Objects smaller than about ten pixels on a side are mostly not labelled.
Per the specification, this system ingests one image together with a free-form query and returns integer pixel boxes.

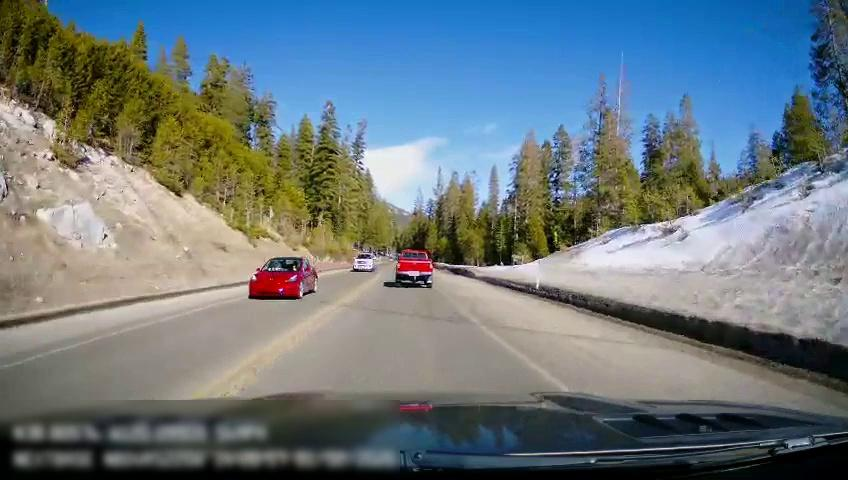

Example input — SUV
[352,253,376,272]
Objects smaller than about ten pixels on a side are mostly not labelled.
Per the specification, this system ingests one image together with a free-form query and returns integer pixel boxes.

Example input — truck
[395,249,434,289]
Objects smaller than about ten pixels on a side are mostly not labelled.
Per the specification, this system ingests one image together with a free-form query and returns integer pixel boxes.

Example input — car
[248,256,319,300]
